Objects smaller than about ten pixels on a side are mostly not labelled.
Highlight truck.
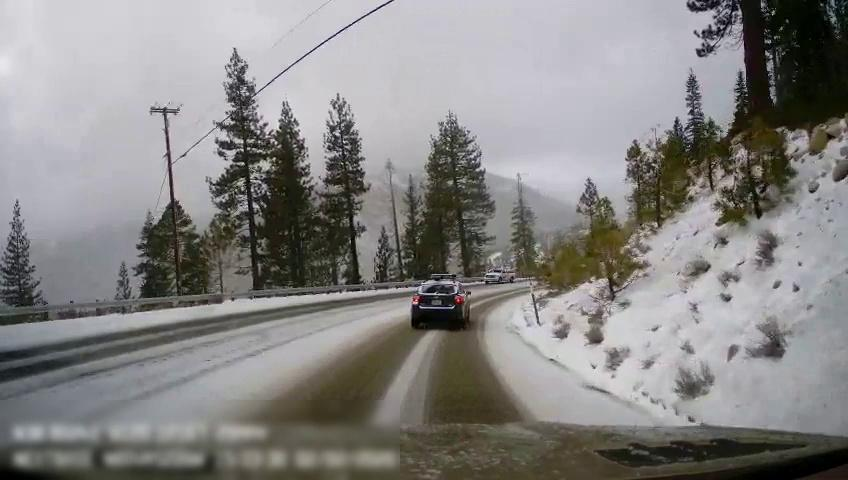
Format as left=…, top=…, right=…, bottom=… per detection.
left=483, top=267, right=516, bottom=285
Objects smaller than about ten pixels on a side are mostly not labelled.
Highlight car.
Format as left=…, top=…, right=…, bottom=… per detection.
left=410, top=273, right=472, bottom=330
